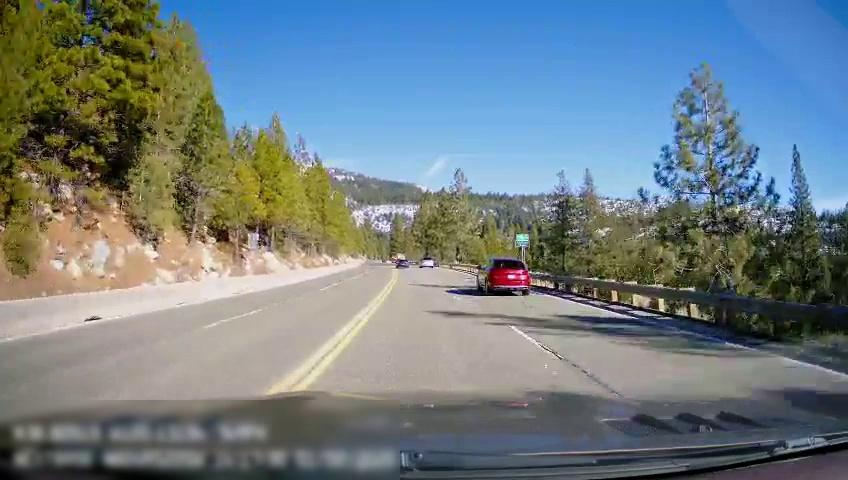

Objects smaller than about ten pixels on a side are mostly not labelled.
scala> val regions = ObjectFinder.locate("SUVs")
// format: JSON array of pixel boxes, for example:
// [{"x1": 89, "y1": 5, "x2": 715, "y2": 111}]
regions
[{"x1": 474, "y1": 256, "x2": 532, "y2": 297}]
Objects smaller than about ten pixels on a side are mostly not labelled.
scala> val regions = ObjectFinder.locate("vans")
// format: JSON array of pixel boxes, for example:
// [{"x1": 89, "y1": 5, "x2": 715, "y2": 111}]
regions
[{"x1": 418, "y1": 256, "x2": 435, "y2": 269}]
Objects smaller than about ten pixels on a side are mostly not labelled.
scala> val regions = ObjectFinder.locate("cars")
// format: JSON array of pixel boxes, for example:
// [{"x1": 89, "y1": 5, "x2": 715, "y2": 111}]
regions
[{"x1": 395, "y1": 259, "x2": 409, "y2": 269}]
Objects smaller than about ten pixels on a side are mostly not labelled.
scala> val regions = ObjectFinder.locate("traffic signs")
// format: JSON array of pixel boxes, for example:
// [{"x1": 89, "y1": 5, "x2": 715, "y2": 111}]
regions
[
  {"x1": 515, "y1": 233, "x2": 530, "y2": 241},
  {"x1": 514, "y1": 241, "x2": 529, "y2": 249}
]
